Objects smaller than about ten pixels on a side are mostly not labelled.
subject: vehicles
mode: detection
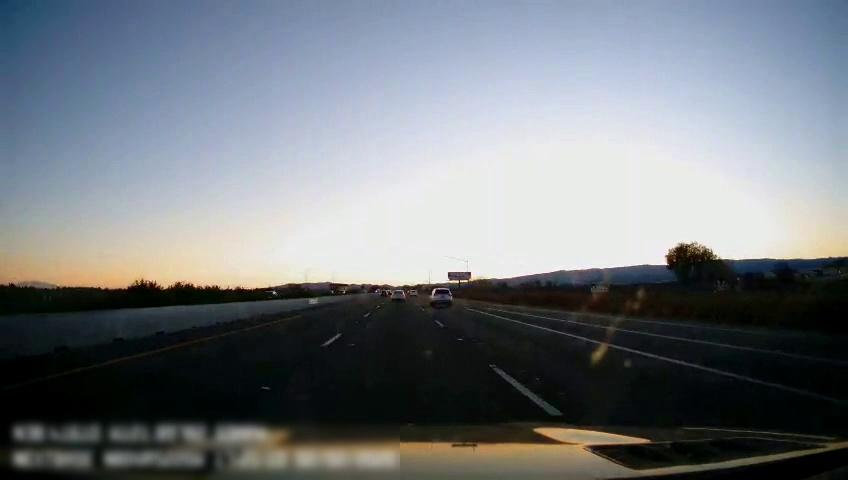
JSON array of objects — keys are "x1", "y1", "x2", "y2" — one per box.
[
  {"x1": 265, "y1": 290, "x2": 278, "y2": 298},
  {"x1": 390, "y1": 290, "x2": 406, "y2": 302},
  {"x1": 428, "y1": 288, "x2": 453, "y2": 309}
]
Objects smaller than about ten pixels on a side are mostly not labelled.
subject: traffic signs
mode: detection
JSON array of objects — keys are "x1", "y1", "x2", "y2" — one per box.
[{"x1": 591, "y1": 283, "x2": 609, "y2": 293}]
